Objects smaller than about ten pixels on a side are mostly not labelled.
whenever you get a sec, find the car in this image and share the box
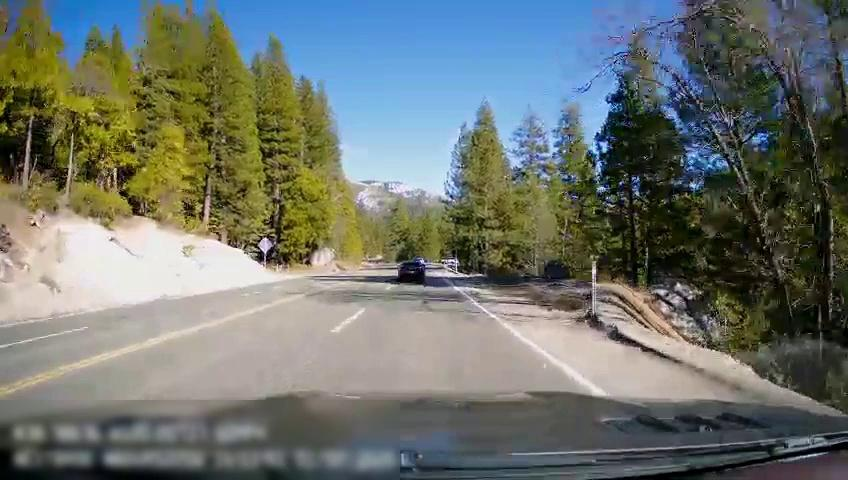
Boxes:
[397,260,426,283]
